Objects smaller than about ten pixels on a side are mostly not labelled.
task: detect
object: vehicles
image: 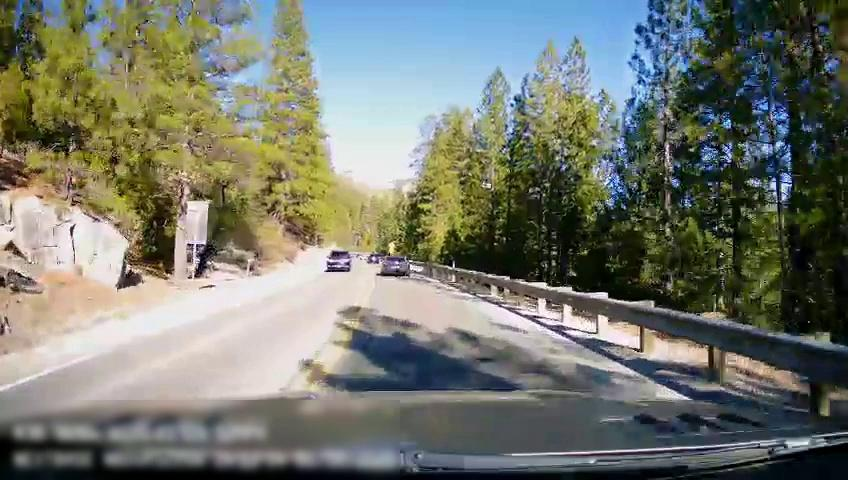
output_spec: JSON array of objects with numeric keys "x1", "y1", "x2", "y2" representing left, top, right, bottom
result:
[
  {"x1": 326, "y1": 249, "x2": 353, "y2": 273},
  {"x1": 379, "y1": 256, "x2": 409, "y2": 278},
  {"x1": 367, "y1": 253, "x2": 382, "y2": 264}
]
